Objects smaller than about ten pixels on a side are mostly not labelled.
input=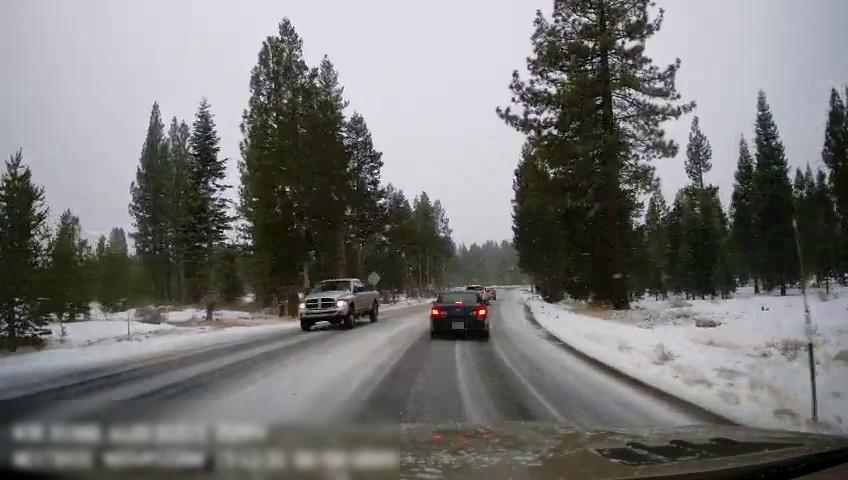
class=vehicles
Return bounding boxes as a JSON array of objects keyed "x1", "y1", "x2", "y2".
[
  {"x1": 298, "y1": 278, "x2": 380, "y2": 331},
  {"x1": 485, "y1": 287, "x2": 496, "y2": 300},
  {"x1": 430, "y1": 292, "x2": 488, "y2": 338},
  {"x1": 464, "y1": 285, "x2": 490, "y2": 306}
]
